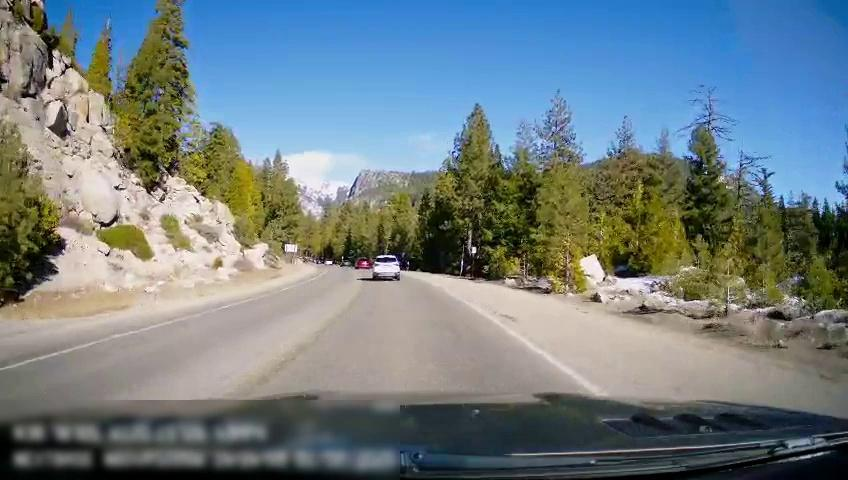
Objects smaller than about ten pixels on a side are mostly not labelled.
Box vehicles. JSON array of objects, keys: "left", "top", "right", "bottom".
[
  {"left": 354, "top": 257, "right": 372, "bottom": 270},
  {"left": 339, "top": 259, "right": 351, "bottom": 268},
  {"left": 371, "top": 254, "right": 401, "bottom": 281}
]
